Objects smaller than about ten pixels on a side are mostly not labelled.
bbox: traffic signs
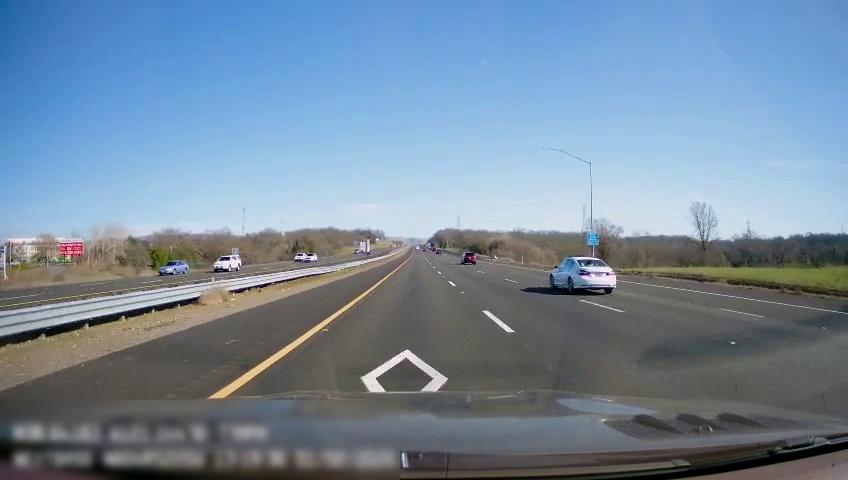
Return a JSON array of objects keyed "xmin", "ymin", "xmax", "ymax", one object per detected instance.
[{"xmin": 585, "ymin": 230, "xmax": 599, "ymax": 245}]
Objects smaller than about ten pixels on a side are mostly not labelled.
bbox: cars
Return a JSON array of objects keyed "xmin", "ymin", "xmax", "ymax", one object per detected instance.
[
  {"xmin": 305, "ymin": 253, "xmax": 318, "ymax": 263},
  {"xmin": 549, "ymin": 256, "xmax": 617, "ymax": 295},
  {"xmin": 461, "ymin": 252, "xmax": 477, "ymax": 265},
  {"xmin": 159, "ymin": 261, "xmax": 189, "ymax": 275},
  {"xmin": 294, "ymin": 253, "xmax": 307, "ymax": 262}
]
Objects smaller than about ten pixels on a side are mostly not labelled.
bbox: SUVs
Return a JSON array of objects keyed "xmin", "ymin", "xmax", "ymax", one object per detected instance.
[{"xmin": 213, "ymin": 255, "xmax": 242, "ymax": 272}]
